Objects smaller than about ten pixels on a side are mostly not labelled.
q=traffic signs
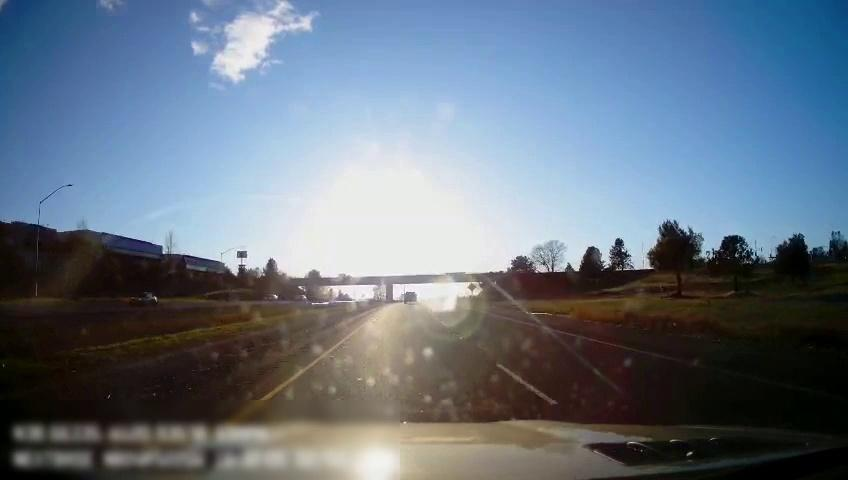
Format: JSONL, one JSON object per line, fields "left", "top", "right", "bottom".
{"left": 446, "top": 272, "right": 466, "bottom": 283}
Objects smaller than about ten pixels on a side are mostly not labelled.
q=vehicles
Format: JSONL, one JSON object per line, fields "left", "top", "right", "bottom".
{"left": 404, "top": 292, "right": 417, "bottom": 304}
{"left": 264, "top": 294, "right": 278, "bottom": 302}
{"left": 128, "top": 292, "right": 158, "bottom": 308}
{"left": 296, "top": 295, "right": 308, "bottom": 302}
